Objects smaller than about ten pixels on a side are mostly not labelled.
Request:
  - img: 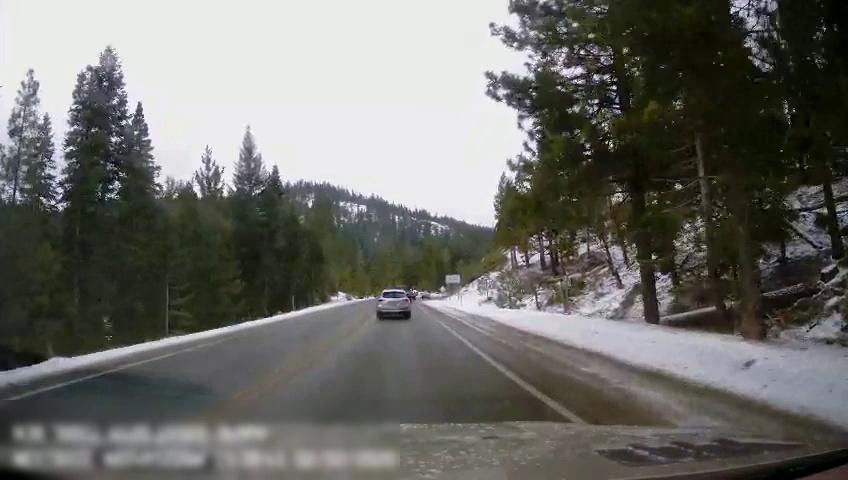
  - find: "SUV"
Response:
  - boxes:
[377,289,411,319]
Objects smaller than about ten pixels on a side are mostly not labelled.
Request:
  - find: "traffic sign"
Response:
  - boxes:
[446,275,460,283]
